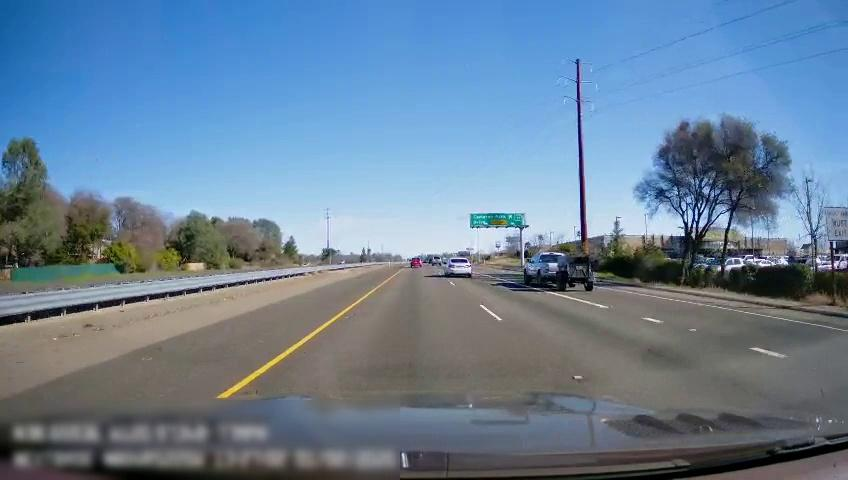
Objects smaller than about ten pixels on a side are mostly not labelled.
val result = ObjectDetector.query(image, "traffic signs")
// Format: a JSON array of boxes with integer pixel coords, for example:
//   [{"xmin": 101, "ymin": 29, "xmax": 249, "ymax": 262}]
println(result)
[
  {"xmin": 505, "ymin": 237, "xmax": 519, "ymax": 244},
  {"xmin": 470, "ymin": 212, "xmax": 526, "ymax": 229}
]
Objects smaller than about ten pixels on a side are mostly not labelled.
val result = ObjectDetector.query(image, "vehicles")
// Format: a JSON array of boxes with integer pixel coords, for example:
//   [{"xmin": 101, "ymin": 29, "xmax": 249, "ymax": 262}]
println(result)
[
  {"xmin": 522, "ymin": 252, "xmax": 567, "ymax": 288},
  {"xmin": 431, "ymin": 255, "xmax": 442, "ymax": 266},
  {"xmin": 409, "ymin": 256, "xmax": 423, "ymax": 268},
  {"xmin": 442, "ymin": 257, "xmax": 472, "ymax": 277},
  {"xmin": 555, "ymin": 255, "xmax": 595, "ymax": 291}
]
